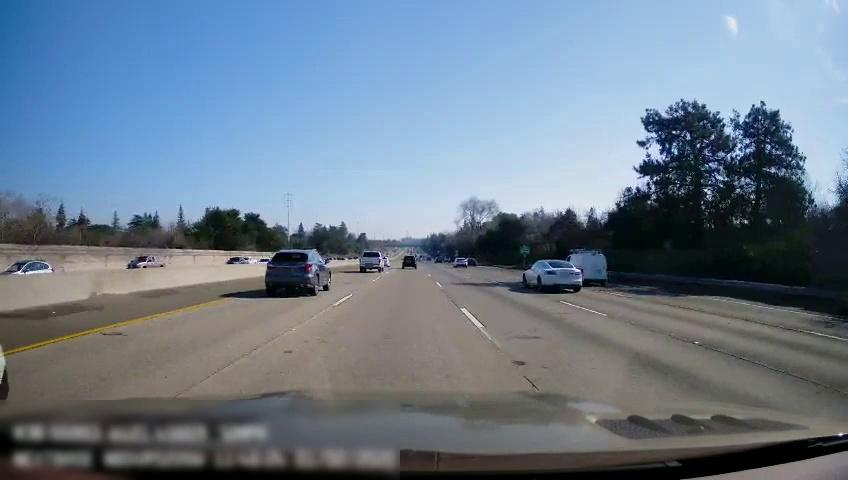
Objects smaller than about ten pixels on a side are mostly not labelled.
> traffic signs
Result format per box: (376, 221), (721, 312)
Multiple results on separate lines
(520, 244), (530, 255)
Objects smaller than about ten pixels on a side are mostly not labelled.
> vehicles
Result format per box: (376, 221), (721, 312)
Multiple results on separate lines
(241, 255), (258, 264)
(522, 259), (583, 293)
(263, 249), (332, 297)
(224, 256), (250, 265)
(0, 341), (9, 407)
(453, 257), (468, 268)
(565, 248), (608, 287)
(256, 257), (273, 265)
(0, 258), (55, 276)
(379, 255), (390, 267)
(359, 250), (387, 274)
(126, 255), (166, 269)
(401, 255), (417, 270)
